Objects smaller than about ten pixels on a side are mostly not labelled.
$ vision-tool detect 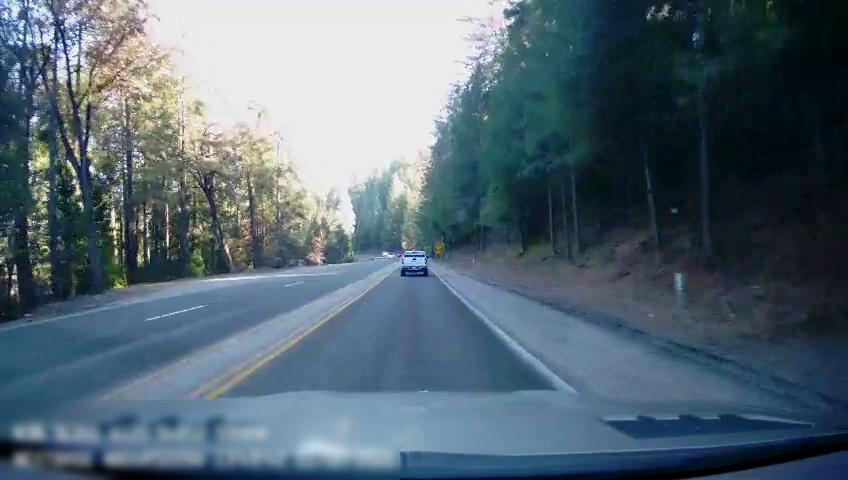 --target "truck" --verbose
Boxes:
[400,250,429,277]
